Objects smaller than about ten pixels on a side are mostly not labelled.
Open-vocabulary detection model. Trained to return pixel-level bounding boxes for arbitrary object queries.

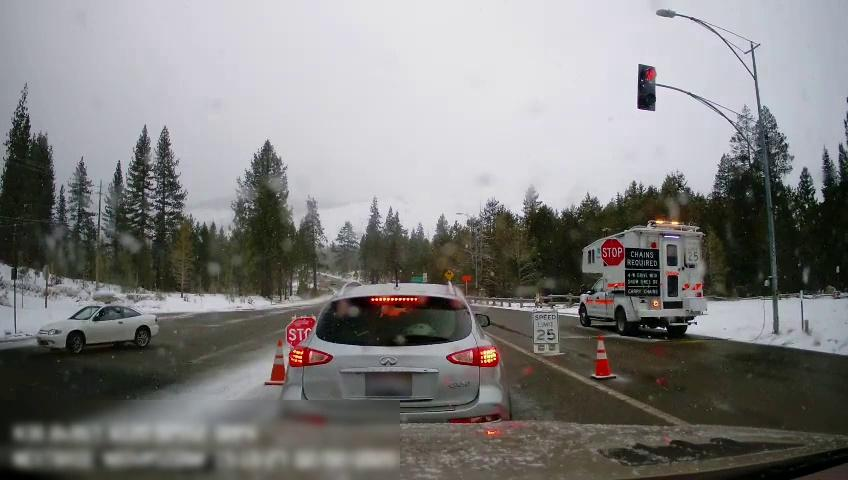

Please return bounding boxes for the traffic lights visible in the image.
[637,62,658,113]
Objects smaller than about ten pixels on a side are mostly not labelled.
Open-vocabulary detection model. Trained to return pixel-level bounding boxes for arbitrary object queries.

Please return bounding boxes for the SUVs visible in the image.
[277,280,511,424]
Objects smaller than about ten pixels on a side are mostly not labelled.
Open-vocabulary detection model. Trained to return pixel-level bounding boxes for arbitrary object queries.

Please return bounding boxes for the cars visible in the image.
[34,303,161,355]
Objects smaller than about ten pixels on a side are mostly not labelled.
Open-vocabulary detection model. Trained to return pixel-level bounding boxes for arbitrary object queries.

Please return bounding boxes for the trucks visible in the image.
[577,221,710,337]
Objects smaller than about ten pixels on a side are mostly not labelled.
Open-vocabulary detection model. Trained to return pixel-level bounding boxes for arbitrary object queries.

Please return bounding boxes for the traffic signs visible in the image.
[623,247,661,271]
[685,241,702,264]
[284,317,317,348]
[600,237,626,268]
[411,276,424,283]
[460,275,473,283]
[532,308,561,345]
[624,268,662,298]
[443,269,456,282]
